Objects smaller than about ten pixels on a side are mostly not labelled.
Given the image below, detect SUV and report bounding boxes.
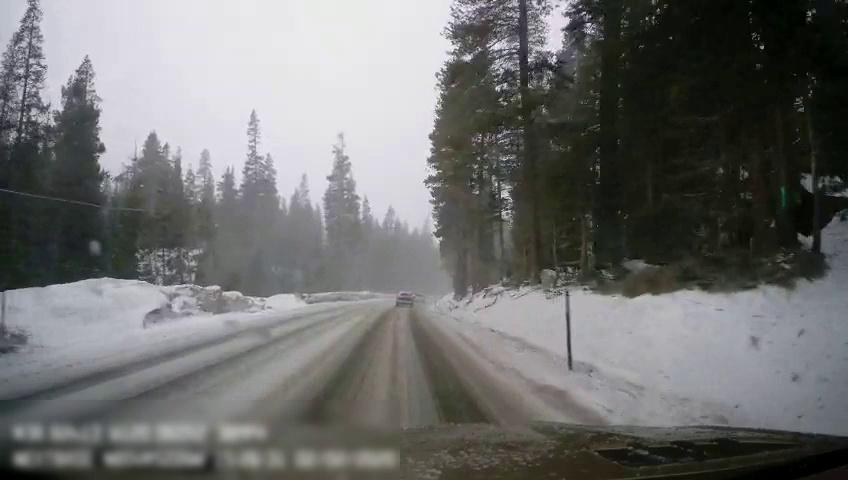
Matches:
[395,291,415,307]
